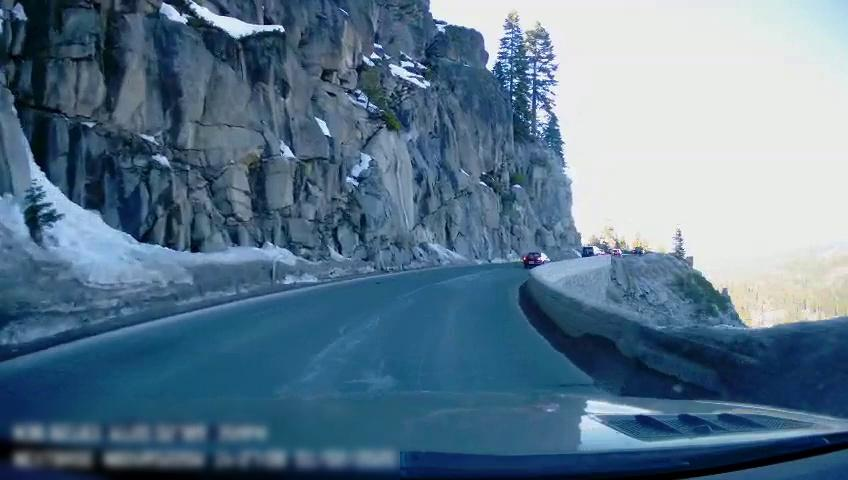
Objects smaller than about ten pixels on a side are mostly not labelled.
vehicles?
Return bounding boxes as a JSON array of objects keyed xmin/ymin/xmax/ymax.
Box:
[
  {"xmin": 632, "ymin": 247, "xmax": 645, "ymax": 256},
  {"xmin": 522, "ymin": 252, "xmax": 546, "ymax": 268},
  {"xmin": 581, "ymin": 246, "xmax": 603, "ymax": 258}
]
